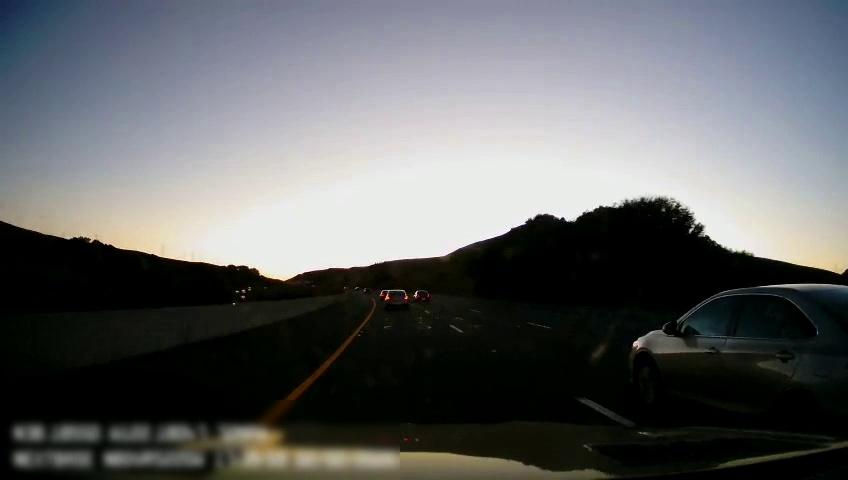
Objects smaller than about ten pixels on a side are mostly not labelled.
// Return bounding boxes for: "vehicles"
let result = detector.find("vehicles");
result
[384,289,409,310]
[627,283,848,434]
[379,289,389,301]
[412,290,430,303]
